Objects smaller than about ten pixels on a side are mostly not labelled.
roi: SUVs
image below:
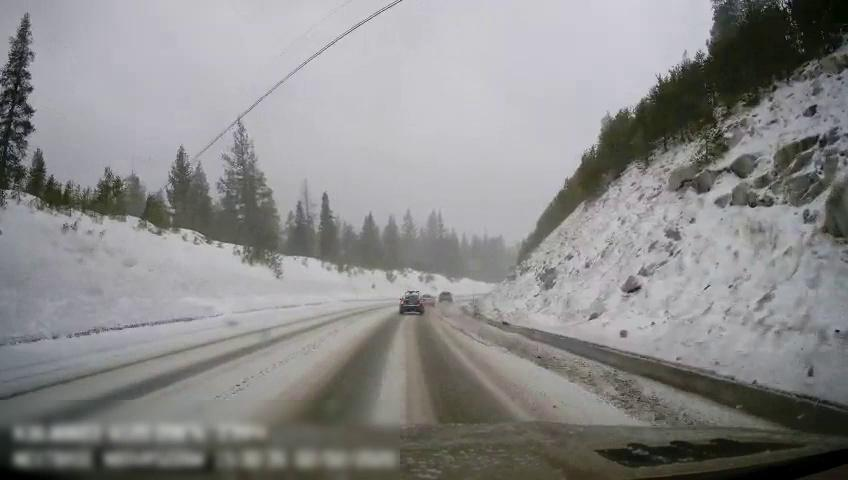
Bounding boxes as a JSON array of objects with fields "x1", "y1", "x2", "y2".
[
  {"x1": 399, "y1": 290, "x2": 426, "y2": 315},
  {"x1": 438, "y1": 291, "x2": 453, "y2": 303}
]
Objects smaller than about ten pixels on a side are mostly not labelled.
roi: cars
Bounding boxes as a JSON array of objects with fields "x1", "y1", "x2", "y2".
[{"x1": 419, "y1": 294, "x2": 436, "y2": 307}]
